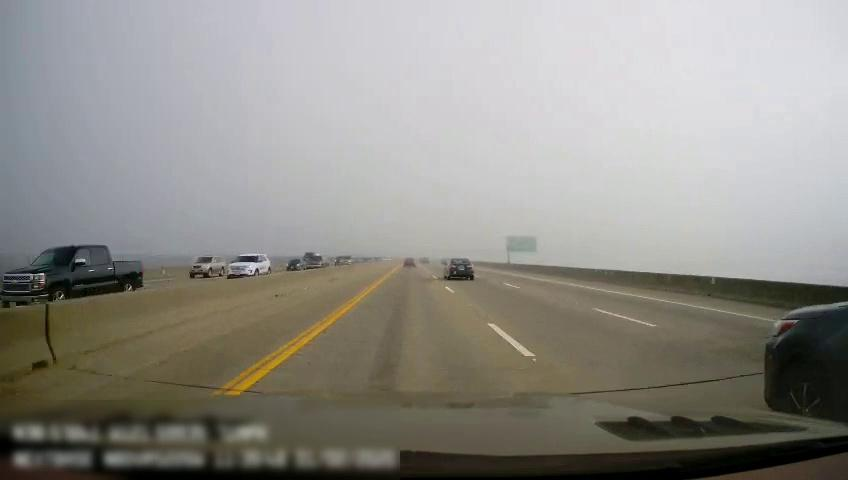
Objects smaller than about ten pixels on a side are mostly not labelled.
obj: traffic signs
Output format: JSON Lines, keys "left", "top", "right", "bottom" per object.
{"left": 505, "top": 234, "right": 538, "bottom": 253}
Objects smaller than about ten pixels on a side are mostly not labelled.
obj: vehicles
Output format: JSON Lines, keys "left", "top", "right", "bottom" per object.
{"left": 403, "top": 257, "right": 416, "bottom": 268}
{"left": 189, "top": 255, "right": 226, "bottom": 279}
{"left": 761, "top": 300, "right": 848, "bottom": 425}
{"left": 442, "top": 257, "right": 475, "bottom": 282}
{"left": 226, "top": 253, "right": 273, "bottom": 280}
{"left": 337, "top": 255, "right": 356, "bottom": 265}
{"left": 285, "top": 258, "right": 308, "bottom": 272}
{"left": 303, "top": 255, "right": 331, "bottom": 271}
{"left": 0, "top": 243, "right": 146, "bottom": 311}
